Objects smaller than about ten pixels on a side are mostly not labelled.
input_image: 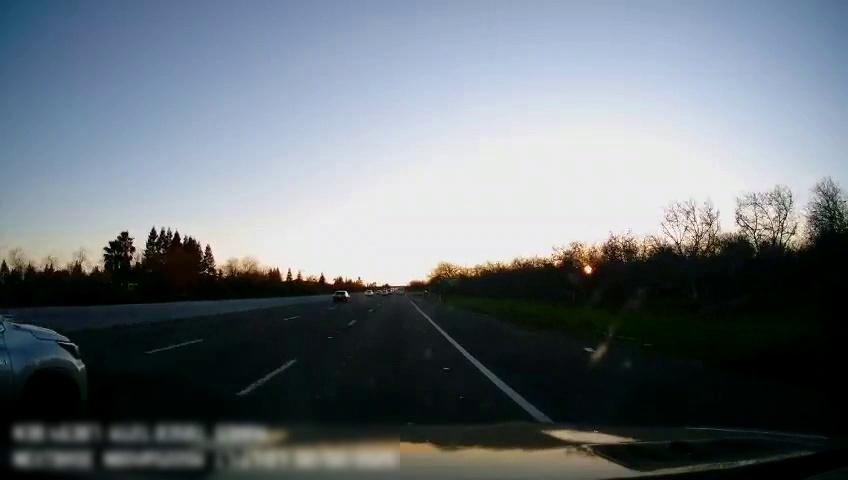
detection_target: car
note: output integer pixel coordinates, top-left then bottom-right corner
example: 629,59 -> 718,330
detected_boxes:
332,290 -> 350,304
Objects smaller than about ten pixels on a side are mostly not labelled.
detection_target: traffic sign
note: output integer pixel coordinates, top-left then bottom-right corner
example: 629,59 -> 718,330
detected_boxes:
443,278 -> 458,287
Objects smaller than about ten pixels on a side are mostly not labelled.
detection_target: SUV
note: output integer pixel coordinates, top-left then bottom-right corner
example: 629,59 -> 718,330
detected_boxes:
0,318 -> 91,448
